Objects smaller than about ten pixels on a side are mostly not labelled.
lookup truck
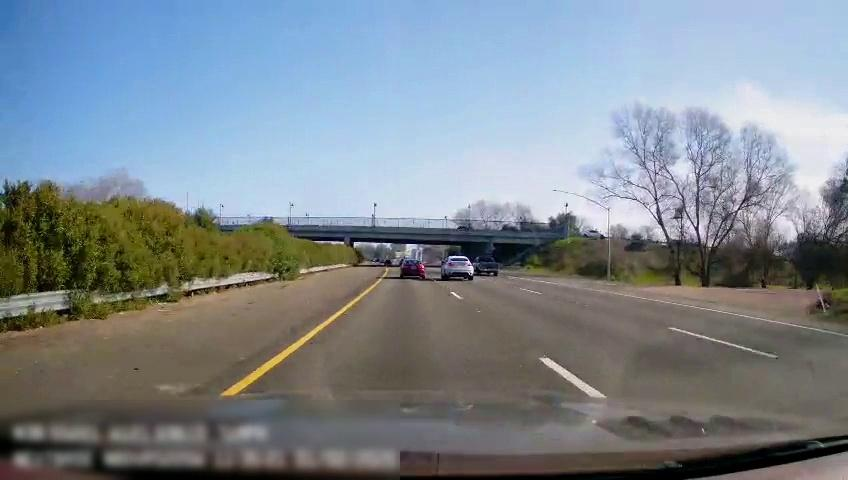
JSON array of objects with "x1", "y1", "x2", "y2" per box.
[{"x1": 472, "y1": 256, "x2": 499, "y2": 276}]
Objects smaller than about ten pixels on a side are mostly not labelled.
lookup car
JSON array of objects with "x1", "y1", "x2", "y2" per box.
[{"x1": 399, "y1": 258, "x2": 426, "y2": 280}]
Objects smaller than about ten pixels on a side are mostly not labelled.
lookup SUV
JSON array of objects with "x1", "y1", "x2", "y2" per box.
[{"x1": 441, "y1": 255, "x2": 474, "y2": 281}]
